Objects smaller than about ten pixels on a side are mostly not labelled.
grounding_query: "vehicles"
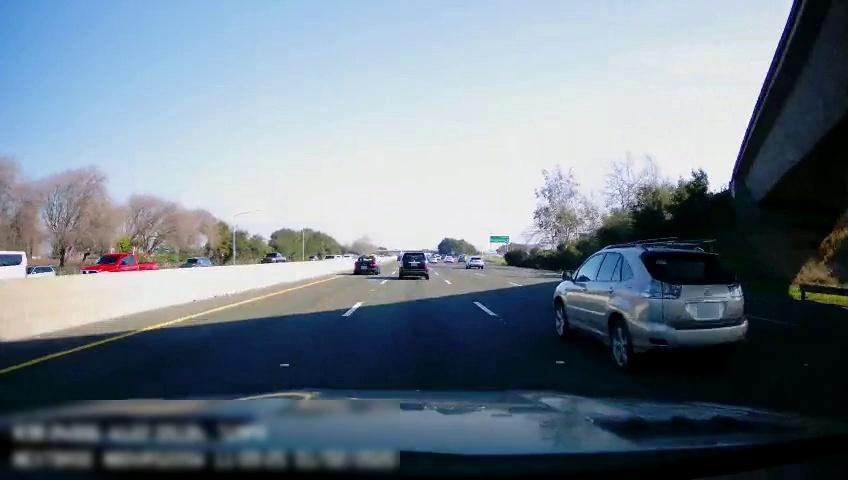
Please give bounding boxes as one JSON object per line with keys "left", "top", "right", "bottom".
{"left": 260, "top": 251, "right": 288, "bottom": 264}
{"left": 179, "top": 255, "right": 217, "bottom": 269}
{"left": 443, "top": 255, "right": 454, "bottom": 263}
{"left": 465, "top": 255, "right": 484, "bottom": 270}
{"left": 353, "top": 255, "right": 381, "bottom": 275}
{"left": 551, "top": 241, "right": 752, "bottom": 372}
{"left": 398, "top": 252, "right": 429, "bottom": 281}
{"left": 308, "top": 255, "right": 320, "bottom": 262}
{"left": 321, "top": 254, "right": 340, "bottom": 261}
{"left": 79, "top": 251, "right": 162, "bottom": 275}
{"left": 23, "top": 264, "right": 58, "bottom": 280}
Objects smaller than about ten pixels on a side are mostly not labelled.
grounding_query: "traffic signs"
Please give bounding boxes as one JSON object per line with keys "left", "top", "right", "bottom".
{"left": 489, "top": 235, "right": 510, "bottom": 244}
